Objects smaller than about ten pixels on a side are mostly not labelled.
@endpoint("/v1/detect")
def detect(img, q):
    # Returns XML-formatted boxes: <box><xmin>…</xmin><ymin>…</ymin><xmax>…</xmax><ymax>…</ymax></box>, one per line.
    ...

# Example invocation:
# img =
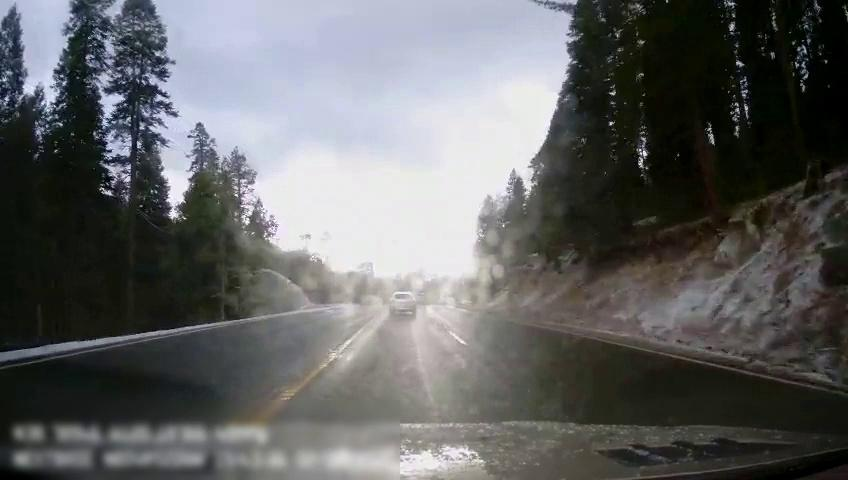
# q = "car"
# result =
<box><xmin>390</xmin><ymin>292</ymin><xmax>417</xmax><ymax>316</ymax></box>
